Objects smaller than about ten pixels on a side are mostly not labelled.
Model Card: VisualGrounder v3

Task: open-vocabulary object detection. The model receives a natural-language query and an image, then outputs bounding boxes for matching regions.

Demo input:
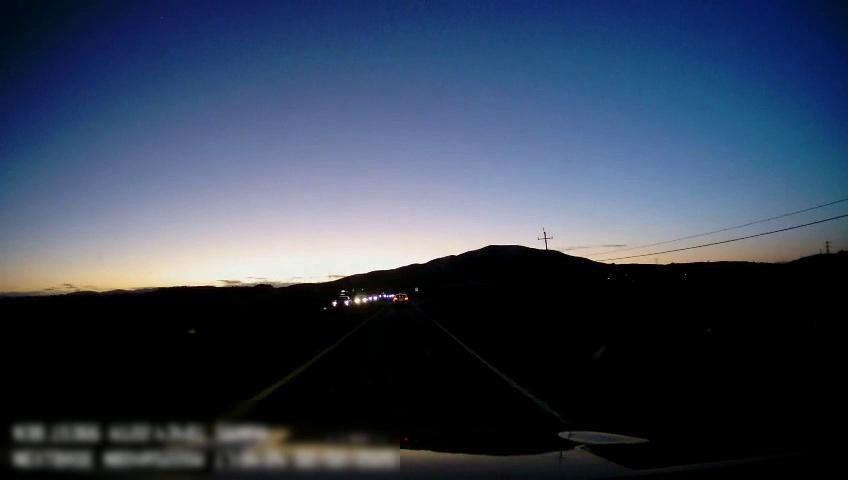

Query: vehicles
[353,294,369,305]
[331,295,353,308]
[393,293,409,305]
[368,294,379,303]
